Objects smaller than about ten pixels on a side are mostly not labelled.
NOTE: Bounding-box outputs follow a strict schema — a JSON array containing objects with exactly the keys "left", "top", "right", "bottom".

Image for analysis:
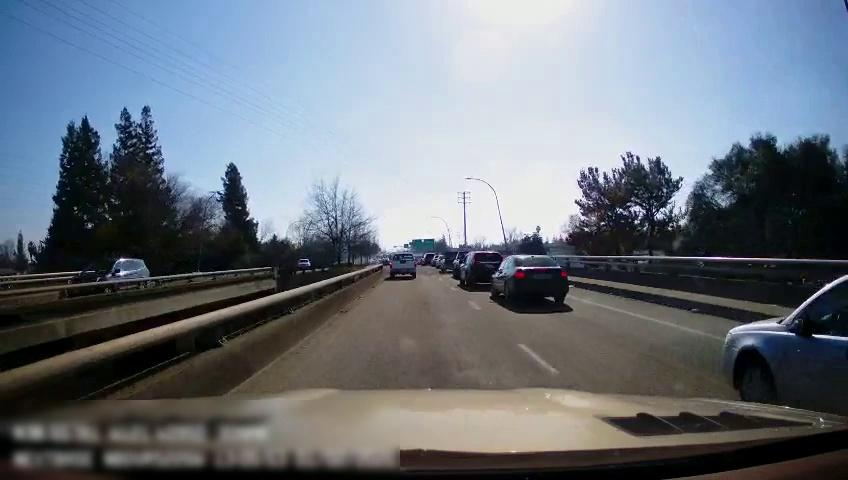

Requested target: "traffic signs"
[
  {"left": 423, "top": 238, "right": 435, "bottom": 250},
  {"left": 411, "top": 239, "right": 421, "bottom": 250}
]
